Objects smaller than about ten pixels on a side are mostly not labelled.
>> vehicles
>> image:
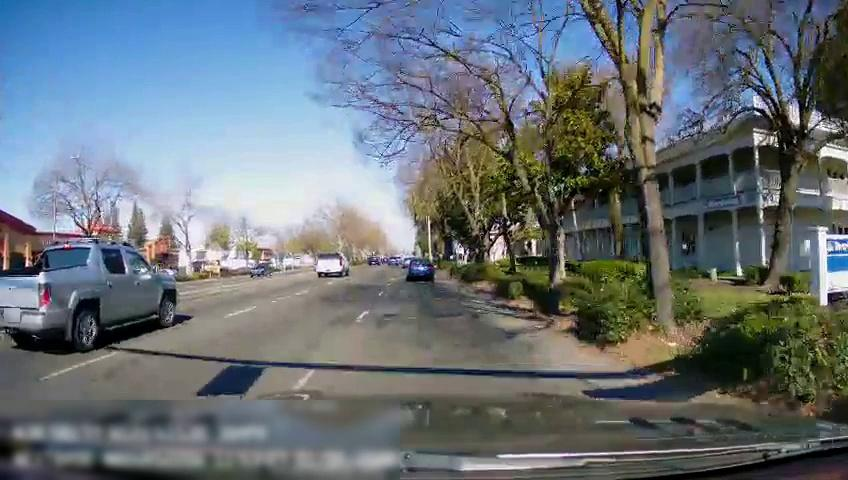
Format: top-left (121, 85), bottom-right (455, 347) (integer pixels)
top-left (408, 255), bottom-right (435, 279)
top-left (315, 252), bottom-right (349, 277)
top-left (402, 255), bottom-right (413, 268)
top-left (368, 256), bottom-right (381, 265)
top-left (0, 238), bottom-right (179, 352)
top-left (248, 263), bottom-right (272, 277)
